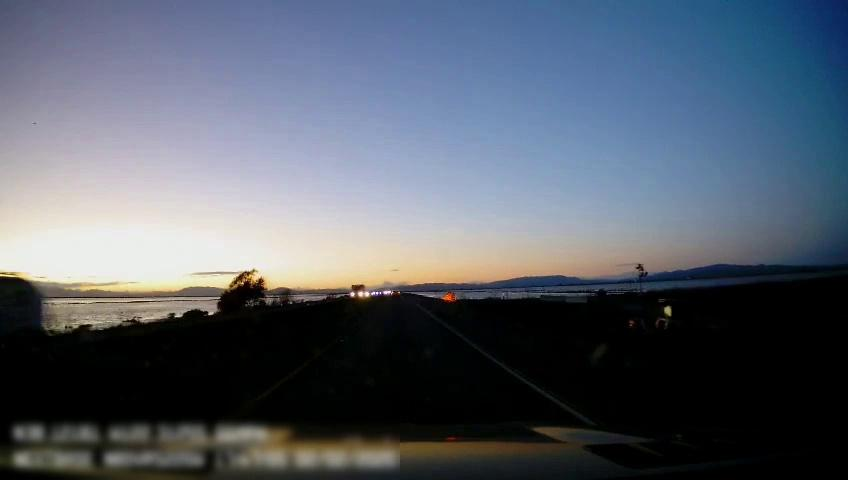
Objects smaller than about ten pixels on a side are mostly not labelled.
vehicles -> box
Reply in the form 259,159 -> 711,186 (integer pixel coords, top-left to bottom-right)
390,290 -> 401,298
349,284 -> 367,301
0,274 -> 45,351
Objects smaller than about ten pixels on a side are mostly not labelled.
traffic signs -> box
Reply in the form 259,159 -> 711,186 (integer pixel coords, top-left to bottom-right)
441,291 -> 458,305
